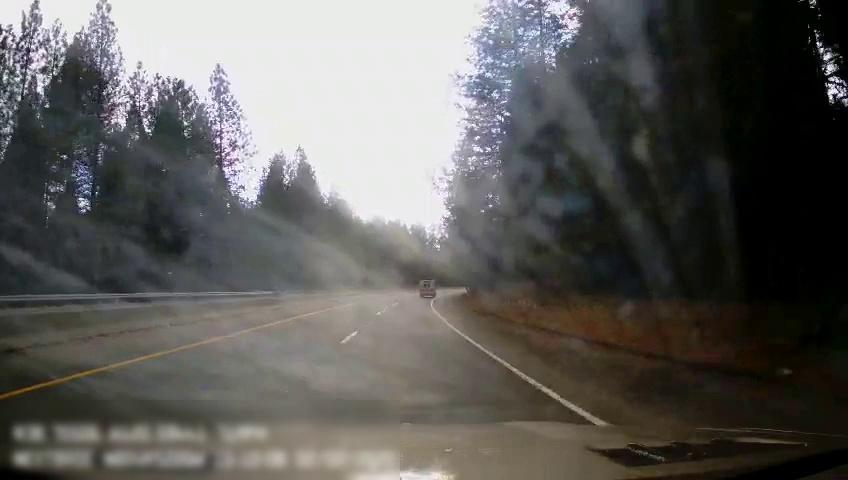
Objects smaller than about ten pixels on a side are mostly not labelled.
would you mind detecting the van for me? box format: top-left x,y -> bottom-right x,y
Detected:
419,279 -> 437,298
